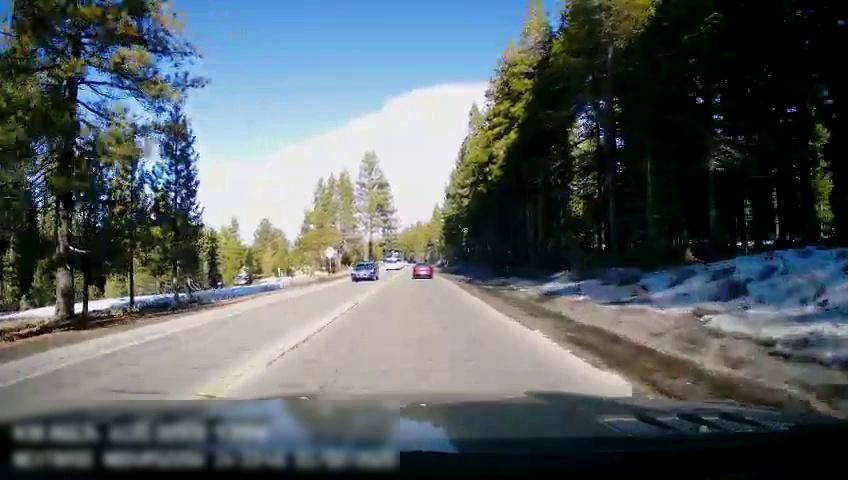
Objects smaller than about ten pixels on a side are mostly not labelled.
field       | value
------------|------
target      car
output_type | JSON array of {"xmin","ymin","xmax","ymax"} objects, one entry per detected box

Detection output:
[{"xmin": 412, "ymin": 261, "xmax": 434, "ymax": 280}]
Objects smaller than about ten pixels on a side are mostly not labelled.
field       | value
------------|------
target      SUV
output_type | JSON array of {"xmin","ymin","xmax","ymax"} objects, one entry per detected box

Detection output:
[{"xmin": 350, "ymin": 260, "xmax": 380, "ymax": 282}]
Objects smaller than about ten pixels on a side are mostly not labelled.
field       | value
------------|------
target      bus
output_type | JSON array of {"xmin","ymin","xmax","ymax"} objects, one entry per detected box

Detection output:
[{"xmin": 383, "ymin": 248, "xmax": 407, "ymax": 271}]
